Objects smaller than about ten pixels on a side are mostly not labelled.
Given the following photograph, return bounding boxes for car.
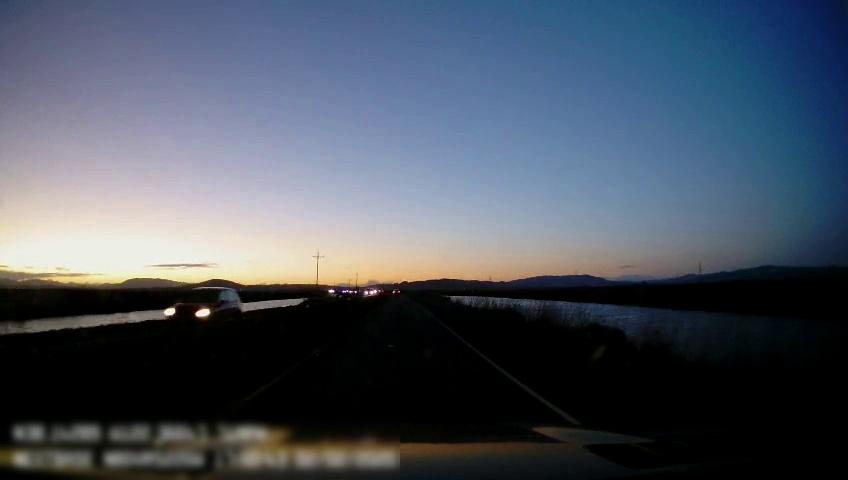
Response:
[164,287,243,331]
